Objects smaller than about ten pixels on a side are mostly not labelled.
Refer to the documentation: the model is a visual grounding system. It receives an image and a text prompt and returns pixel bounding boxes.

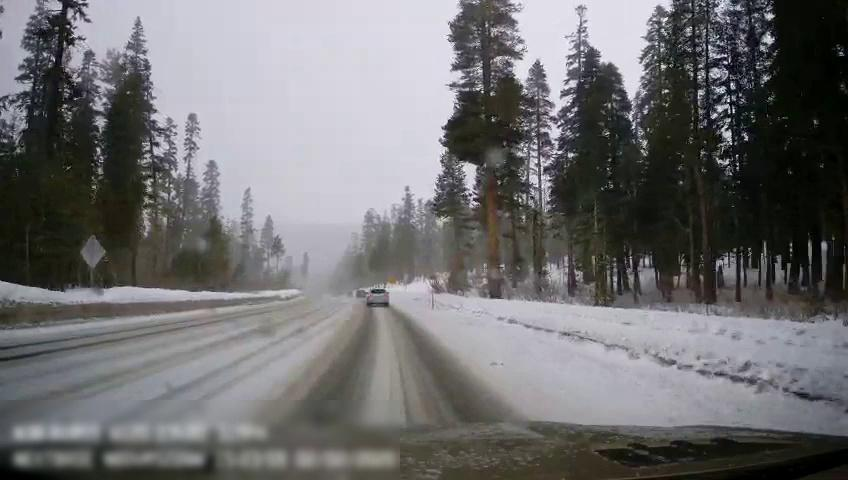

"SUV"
[365,288,390,308]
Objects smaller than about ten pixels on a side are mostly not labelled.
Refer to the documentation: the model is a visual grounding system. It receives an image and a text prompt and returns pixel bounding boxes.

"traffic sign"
[79,234,106,270]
